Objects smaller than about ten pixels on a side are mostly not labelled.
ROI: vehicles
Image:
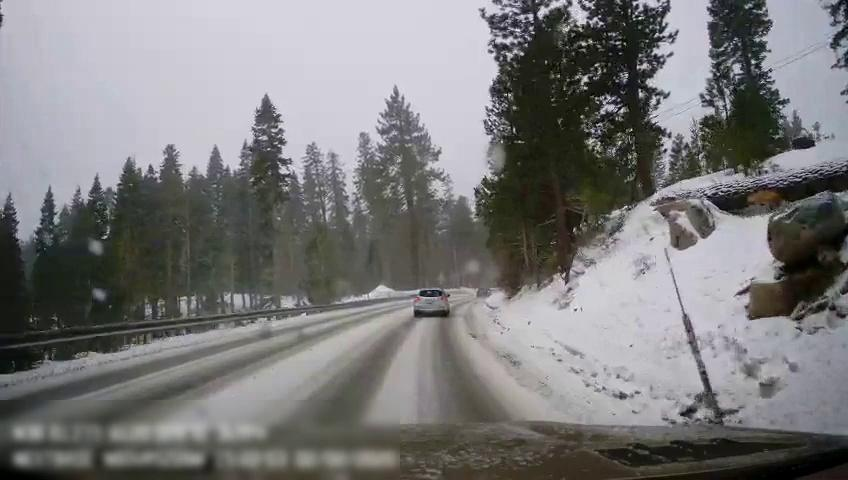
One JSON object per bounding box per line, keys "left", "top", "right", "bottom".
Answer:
{"left": 476, "top": 287, "right": 492, "bottom": 298}
{"left": 413, "top": 288, "right": 450, "bottom": 318}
